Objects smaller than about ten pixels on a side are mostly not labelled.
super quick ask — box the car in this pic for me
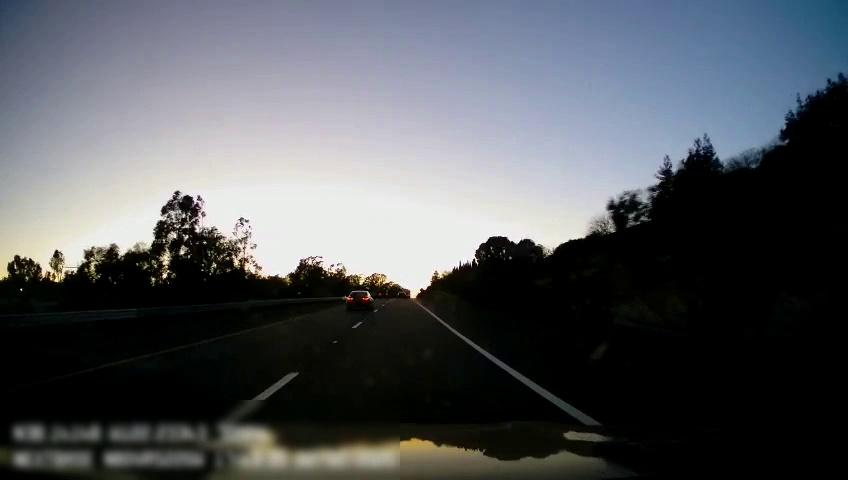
[346,291,373,310]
